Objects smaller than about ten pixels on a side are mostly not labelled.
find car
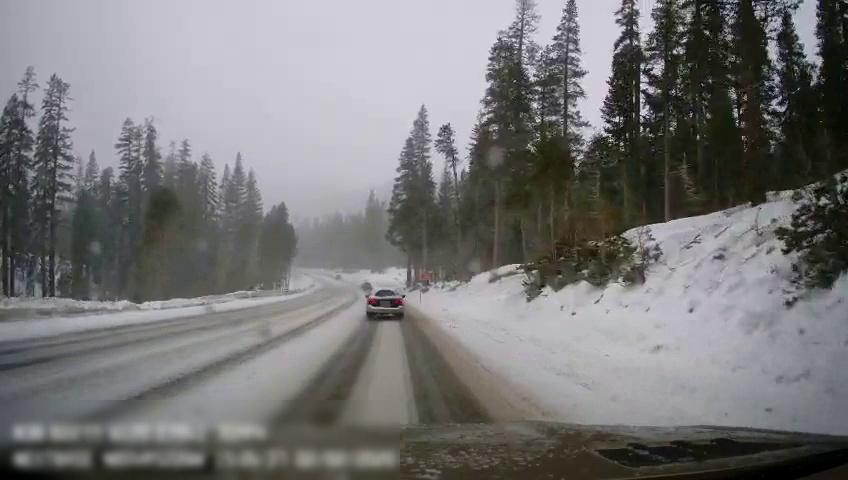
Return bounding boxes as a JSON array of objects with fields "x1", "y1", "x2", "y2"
[{"x1": 364, "y1": 285, "x2": 407, "y2": 322}]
